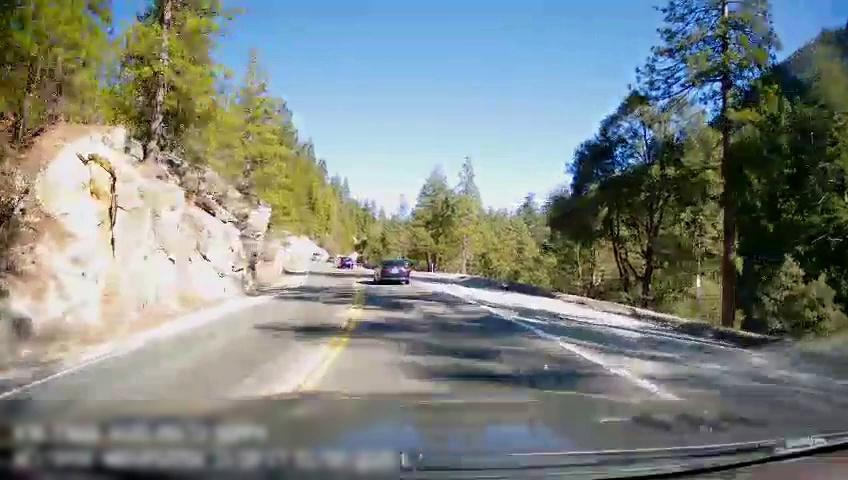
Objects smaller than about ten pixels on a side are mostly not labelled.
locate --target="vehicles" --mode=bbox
[374,256,411,284]
[337,256,353,269]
